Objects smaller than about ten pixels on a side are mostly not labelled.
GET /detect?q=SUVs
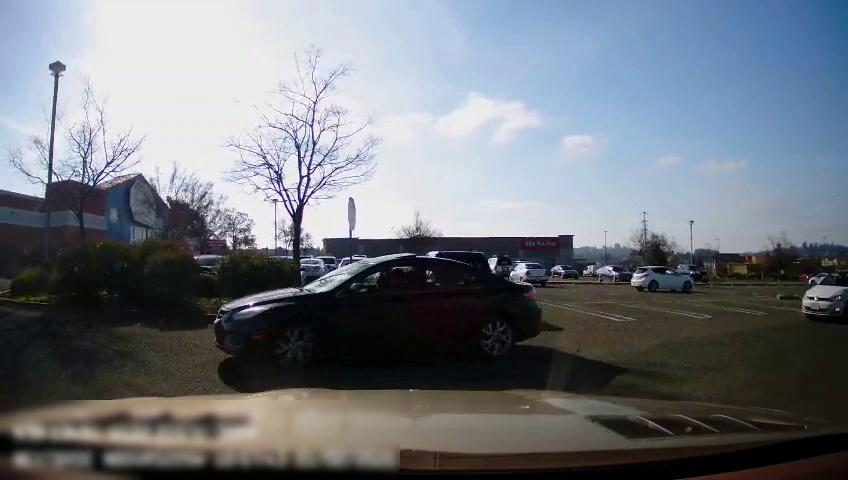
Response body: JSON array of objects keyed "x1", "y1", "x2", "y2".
[{"x1": 427, "y1": 250, "x2": 490, "y2": 274}]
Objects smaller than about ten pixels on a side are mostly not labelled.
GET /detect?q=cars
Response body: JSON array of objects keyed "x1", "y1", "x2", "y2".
[
  {"x1": 211, "y1": 253, "x2": 545, "y2": 369},
  {"x1": 630, "y1": 265, "x2": 694, "y2": 292},
  {"x1": 801, "y1": 270, "x2": 848, "y2": 321},
  {"x1": 807, "y1": 271, "x2": 827, "y2": 286},
  {"x1": 508, "y1": 261, "x2": 549, "y2": 286}
]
